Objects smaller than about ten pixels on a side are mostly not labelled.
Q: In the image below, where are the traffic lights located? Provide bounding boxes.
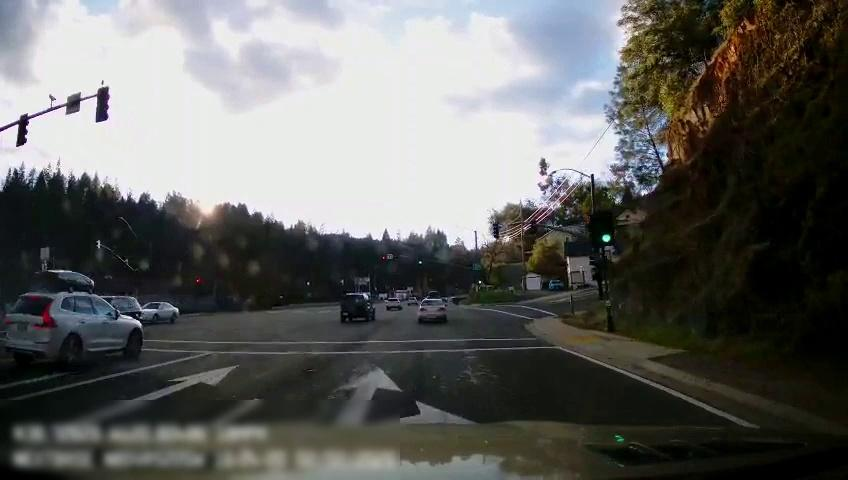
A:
[586,211,593,244]
[587,255,602,281]
[14,111,32,151]
[530,219,538,233]
[491,220,501,240]
[95,86,111,123]
[594,210,616,247]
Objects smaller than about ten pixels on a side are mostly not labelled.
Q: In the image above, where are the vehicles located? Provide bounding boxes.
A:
[427,290,440,299]
[385,297,404,310]
[0,268,145,369]
[142,301,179,324]
[102,294,144,321]
[340,292,377,323]
[548,279,563,291]
[417,298,449,324]
[407,296,419,306]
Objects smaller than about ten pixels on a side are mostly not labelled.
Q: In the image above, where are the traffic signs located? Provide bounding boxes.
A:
[501,221,510,233]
